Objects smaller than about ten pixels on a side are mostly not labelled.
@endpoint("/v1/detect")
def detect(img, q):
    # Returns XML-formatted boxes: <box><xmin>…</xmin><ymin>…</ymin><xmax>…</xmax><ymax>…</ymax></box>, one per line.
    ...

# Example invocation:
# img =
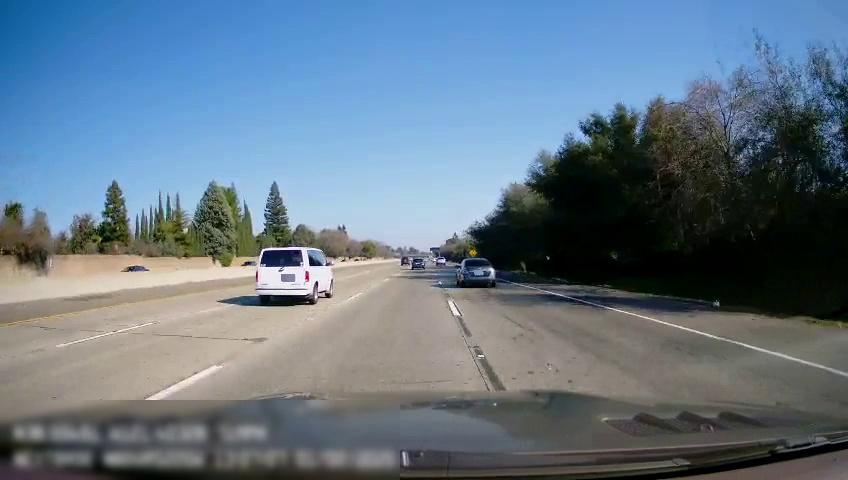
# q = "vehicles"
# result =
<box><xmin>400</xmin><ymin>255</ymin><xmax>411</xmax><ymax>266</ymax></box>
<box><xmin>239</xmin><ymin>260</ymin><xmax>256</xmax><ymax>267</ymax></box>
<box><xmin>455</xmin><ymin>258</ymin><xmax>497</xmax><ymax>288</ymax></box>
<box><xmin>119</xmin><ymin>264</ymin><xmax>150</xmax><ymax>273</ymax></box>
<box><xmin>411</xmin><ymin>258</ymin><xmax>426</xmax><ymax>269</ymax></box>
<box><xmin>435</xmin><ymin>256</ymin><xmax>446</xmax><ymax>265</ymax></box>
<box><xmin>255</xmin><ymin>246</ymin><xmax>335</xmax><ymax>306</ymax></box>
